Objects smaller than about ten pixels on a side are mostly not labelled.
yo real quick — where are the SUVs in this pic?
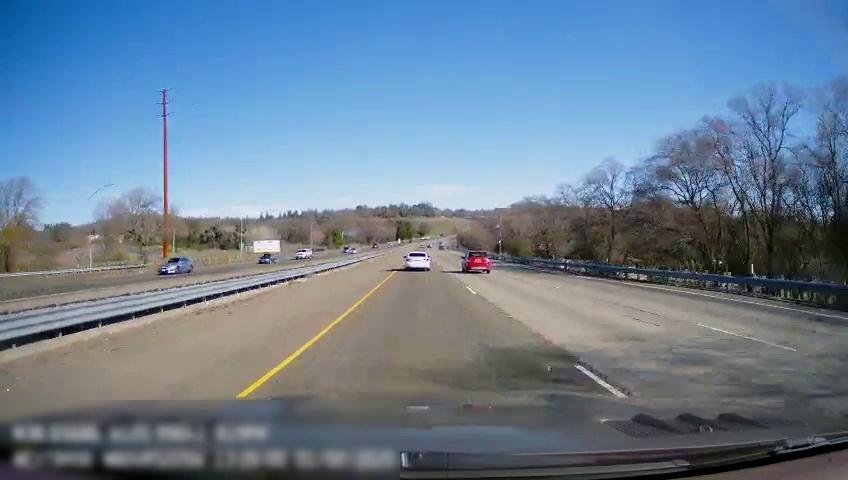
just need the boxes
[295,248,313,260]
[460,251,492,274]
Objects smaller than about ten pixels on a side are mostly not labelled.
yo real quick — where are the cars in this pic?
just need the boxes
[158,256,193,277]
[403,251,431,272]
[257,255,274,265]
